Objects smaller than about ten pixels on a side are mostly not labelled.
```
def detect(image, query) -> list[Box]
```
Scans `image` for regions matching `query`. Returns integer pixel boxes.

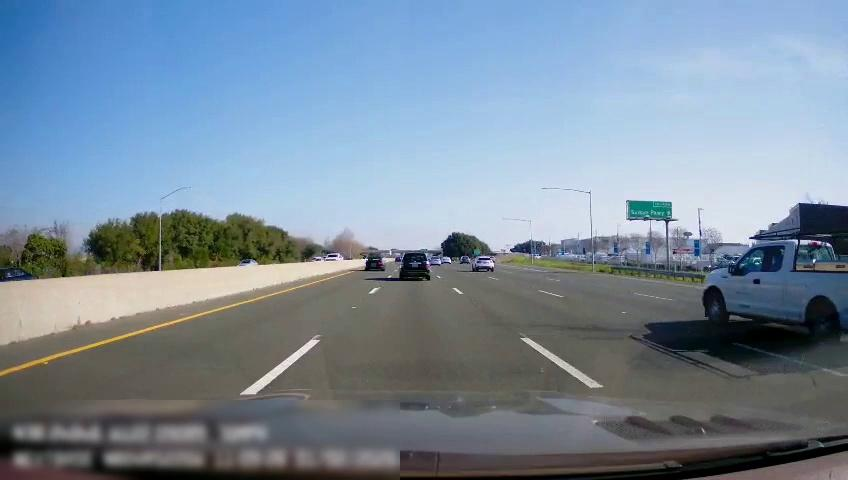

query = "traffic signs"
[627,200,674,219]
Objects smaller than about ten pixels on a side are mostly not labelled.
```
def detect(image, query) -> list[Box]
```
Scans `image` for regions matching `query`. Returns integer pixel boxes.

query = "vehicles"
[364,256,385,272]
[441,256,452,265]
[308,256,329,263]
[0,265,32,282]
[400,252,431,281]
[699,221,848,347]
[324,252,344,262]
[460,256,470,265]
[237,257,259,267]
[430,256,442,267]
[471,254,495,273]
